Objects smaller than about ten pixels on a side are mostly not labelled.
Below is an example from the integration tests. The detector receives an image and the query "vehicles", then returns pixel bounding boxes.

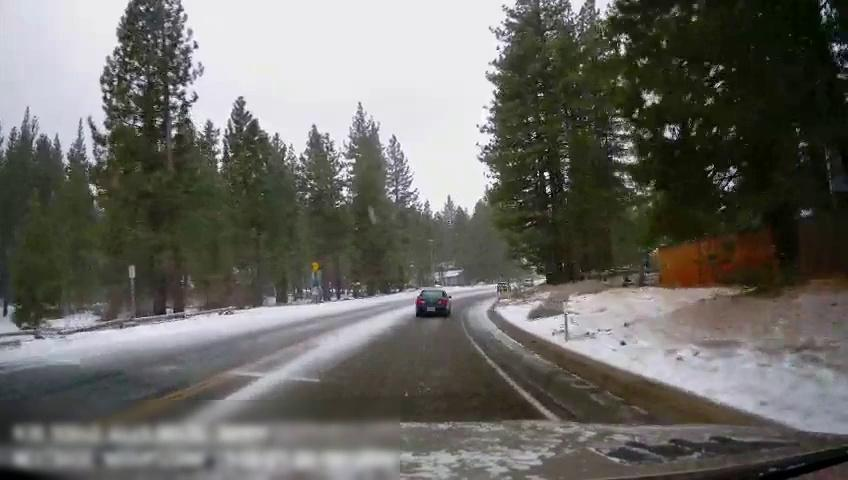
[496,281,512,293]
[520,277,534,287]
[415,289,453,317]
